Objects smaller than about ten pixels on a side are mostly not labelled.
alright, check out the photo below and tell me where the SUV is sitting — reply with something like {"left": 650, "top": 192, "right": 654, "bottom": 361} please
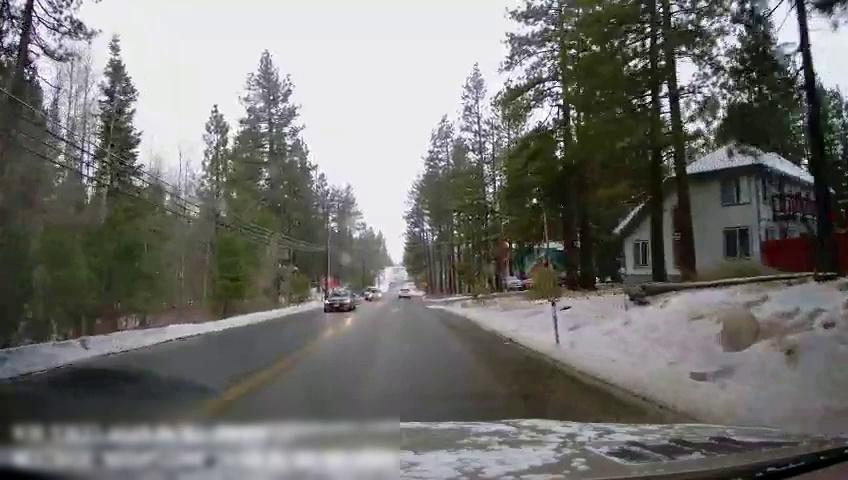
{"left": 368, "top": 288, "right": 383, "bottom": 302}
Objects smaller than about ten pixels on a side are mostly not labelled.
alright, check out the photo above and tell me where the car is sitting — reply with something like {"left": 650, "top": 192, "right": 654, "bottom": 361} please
{"left": 323, "top": 288, "right": 359, "bottom": 313}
